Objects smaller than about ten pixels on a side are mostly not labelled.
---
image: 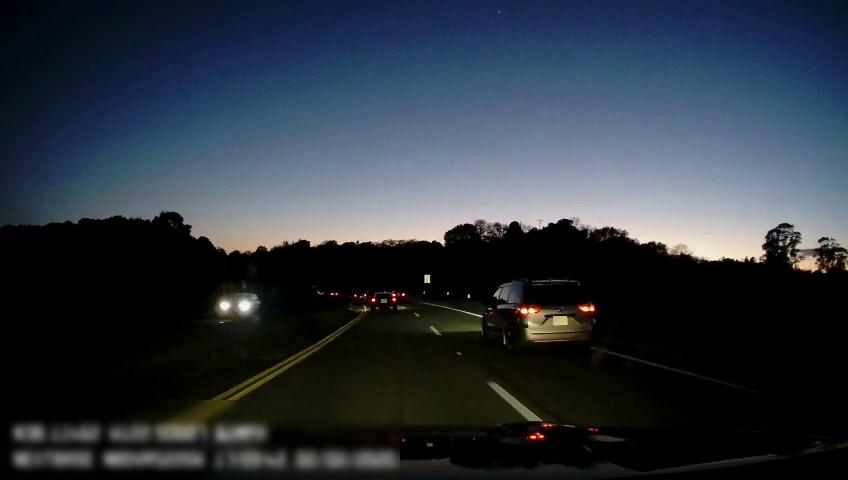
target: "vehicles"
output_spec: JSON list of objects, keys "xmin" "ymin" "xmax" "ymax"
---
[
  {"xmin": 481, "ymin": 278, "xmax": 598, "ymax": 353},
  {"xmin": 215, "ymin": 291, "xmax": 261, "ymax": 320},
  {"xmin": 370, "ymin": 291, "xmax": 398, "ymax": 315}
]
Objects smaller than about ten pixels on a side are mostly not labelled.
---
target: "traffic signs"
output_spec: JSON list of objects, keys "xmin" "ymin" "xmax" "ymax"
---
[{"xmin": 423, "ymin": 274, "xmax": 432, "ymax": 285}]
